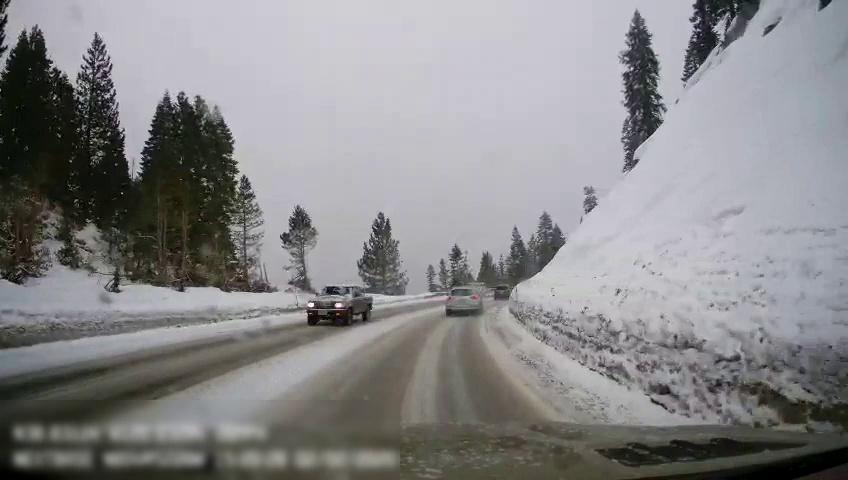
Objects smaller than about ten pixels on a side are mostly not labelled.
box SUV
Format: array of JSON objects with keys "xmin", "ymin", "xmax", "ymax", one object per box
[{"xmin": 445, "ymin": 286, "xmax": 485, "ymax": 316}]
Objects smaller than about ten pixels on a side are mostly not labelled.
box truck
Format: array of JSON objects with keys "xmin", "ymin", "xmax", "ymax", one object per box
[{"xmin": 306, "ymin": 284, "xmax": 373, "ymax": 328}]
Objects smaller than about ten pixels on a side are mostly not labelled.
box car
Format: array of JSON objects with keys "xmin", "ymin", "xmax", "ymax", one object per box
[{"xmin": 494, "ymin": 284, "xmax": 516, "ymax": 301}]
